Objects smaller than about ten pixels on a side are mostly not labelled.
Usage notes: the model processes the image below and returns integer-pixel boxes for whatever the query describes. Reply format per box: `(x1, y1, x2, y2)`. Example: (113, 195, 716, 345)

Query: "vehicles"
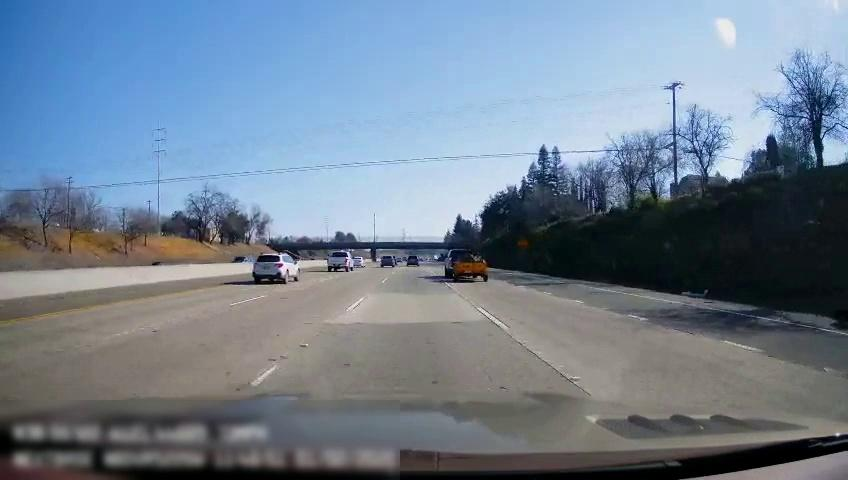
(354, 256, 366, 268)
(450, 259, 491, 284)
(443, 249, 472, 277)
(405, 255, 420, 266)
(251, 252, 302, 286)
(232, 256, 249, 264)
(326, 250, 355, 272)
(379, 254, 396, 268)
